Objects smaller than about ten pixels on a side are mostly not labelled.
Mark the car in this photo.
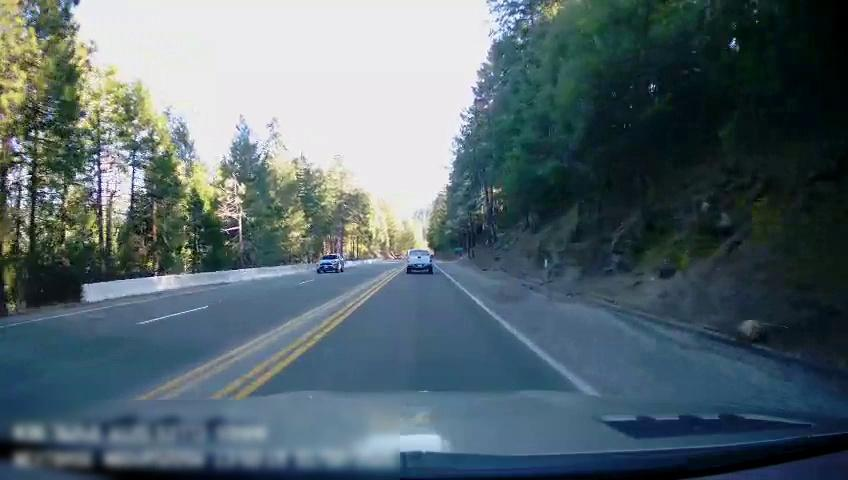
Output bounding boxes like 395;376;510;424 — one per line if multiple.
315;253;345;274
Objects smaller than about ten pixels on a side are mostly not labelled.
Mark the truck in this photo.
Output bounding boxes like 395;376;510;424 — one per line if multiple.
406;248;434;275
